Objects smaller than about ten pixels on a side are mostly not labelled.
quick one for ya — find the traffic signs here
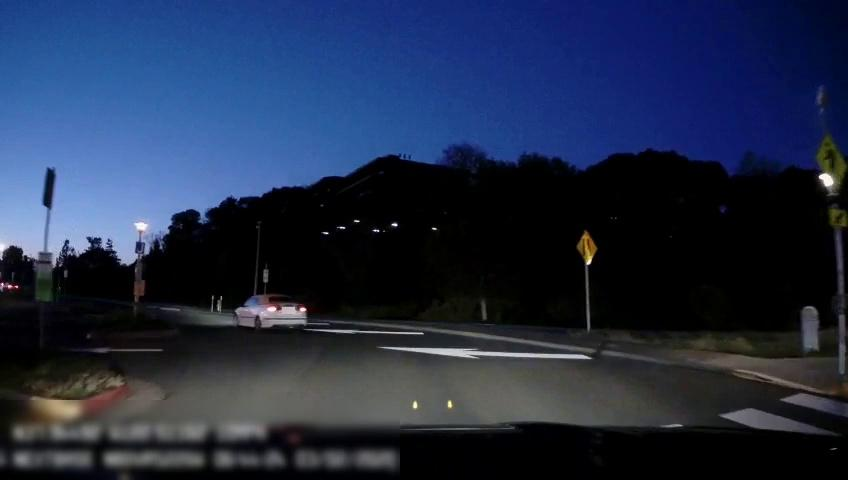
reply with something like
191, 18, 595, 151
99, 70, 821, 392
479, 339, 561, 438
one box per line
575, 231, 599, 266
133, 279, 146, 297
829, 208, 848, 228
814, 135, 848, 194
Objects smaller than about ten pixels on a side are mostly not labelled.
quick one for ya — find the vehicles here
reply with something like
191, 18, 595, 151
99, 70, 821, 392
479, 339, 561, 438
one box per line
0, 282, 19, 292
232, 292, 308, 333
